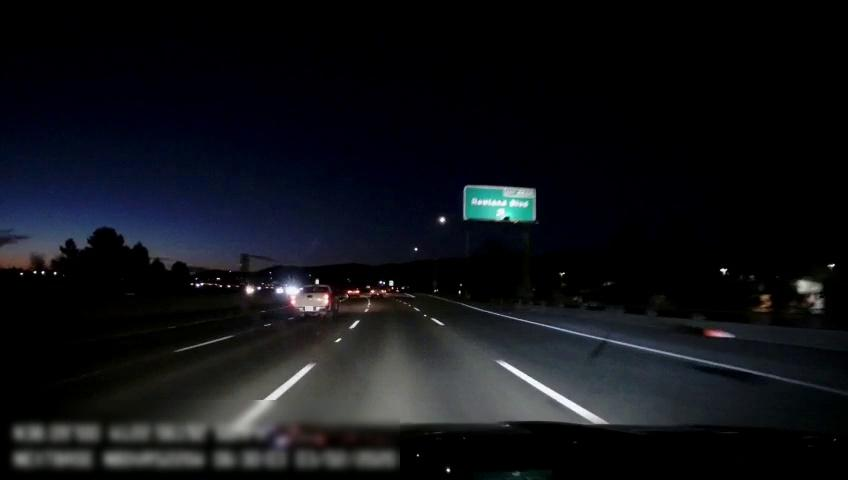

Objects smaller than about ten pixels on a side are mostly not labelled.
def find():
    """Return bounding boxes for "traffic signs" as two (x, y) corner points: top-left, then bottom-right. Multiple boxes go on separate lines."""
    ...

(462, 185), (537, 222)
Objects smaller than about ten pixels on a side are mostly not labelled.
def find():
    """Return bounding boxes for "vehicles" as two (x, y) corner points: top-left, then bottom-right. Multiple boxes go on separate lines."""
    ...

(369, 288), (383, 298)
(347, 287), (362, 300)
(291, 283), (339, 322)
